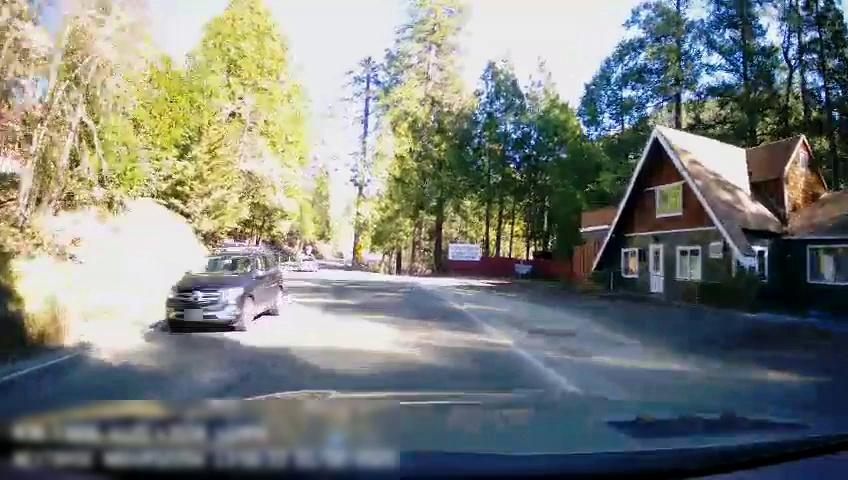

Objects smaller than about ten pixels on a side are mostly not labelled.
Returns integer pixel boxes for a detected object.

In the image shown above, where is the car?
[295,254,318,273]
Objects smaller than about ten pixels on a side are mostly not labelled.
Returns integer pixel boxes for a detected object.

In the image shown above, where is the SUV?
[164,250,285,333]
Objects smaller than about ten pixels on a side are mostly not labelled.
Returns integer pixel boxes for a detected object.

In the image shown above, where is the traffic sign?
[354,242,364,256]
